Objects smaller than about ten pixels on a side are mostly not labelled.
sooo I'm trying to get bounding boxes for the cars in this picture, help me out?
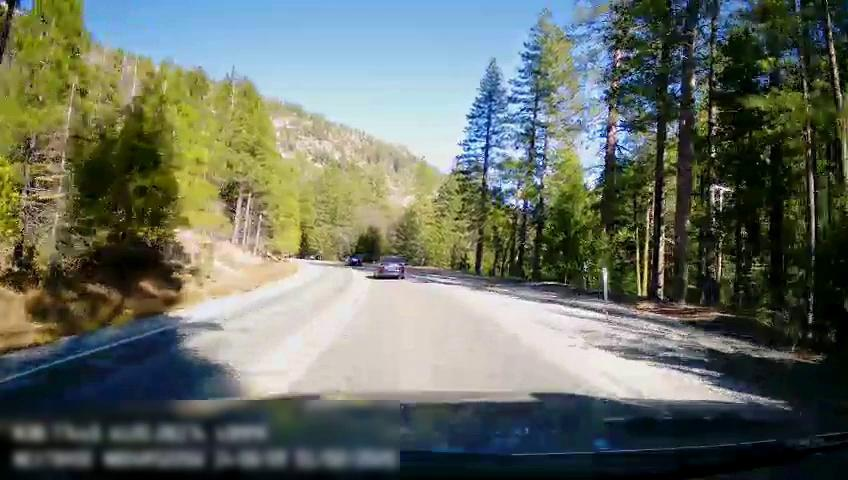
[375,255,406,280]
[344,255,363,266]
